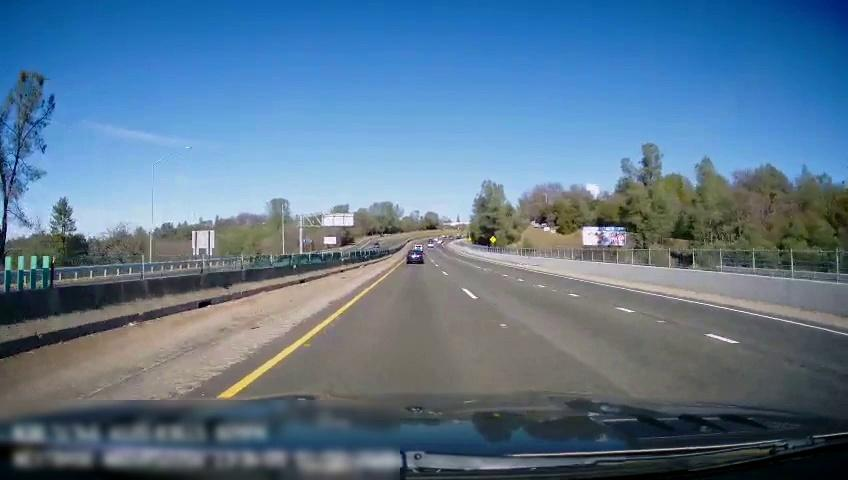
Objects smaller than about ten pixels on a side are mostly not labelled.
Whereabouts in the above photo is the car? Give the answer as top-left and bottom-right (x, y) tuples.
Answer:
(406, 249), (424, 264)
